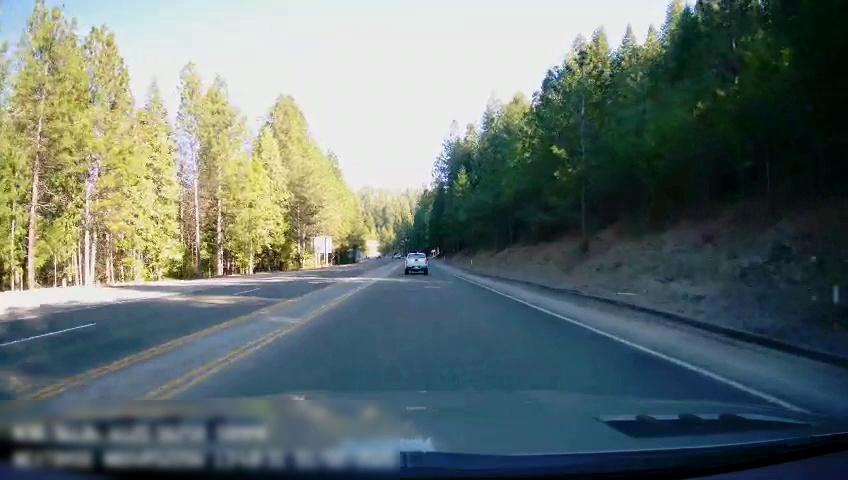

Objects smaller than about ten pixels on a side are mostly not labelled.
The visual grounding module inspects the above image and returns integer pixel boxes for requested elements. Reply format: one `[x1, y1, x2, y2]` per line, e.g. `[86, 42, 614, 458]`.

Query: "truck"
[404, 252, 429, 276]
